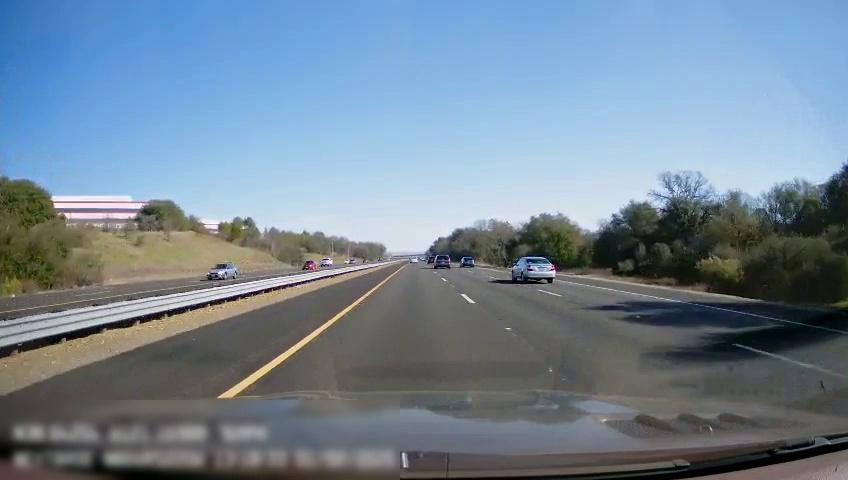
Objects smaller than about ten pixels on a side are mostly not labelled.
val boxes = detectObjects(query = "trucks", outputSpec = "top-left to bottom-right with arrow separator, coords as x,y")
320,258 -> 334,268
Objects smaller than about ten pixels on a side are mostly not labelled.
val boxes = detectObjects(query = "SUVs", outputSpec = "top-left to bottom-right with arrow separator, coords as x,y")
460,256 -> 474,267
434,255 -> 451,270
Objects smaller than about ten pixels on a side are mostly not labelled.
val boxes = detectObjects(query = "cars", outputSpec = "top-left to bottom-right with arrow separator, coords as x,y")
302,261 -> 317,271
511,256 -> 556,284
206,262 -> 239,280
